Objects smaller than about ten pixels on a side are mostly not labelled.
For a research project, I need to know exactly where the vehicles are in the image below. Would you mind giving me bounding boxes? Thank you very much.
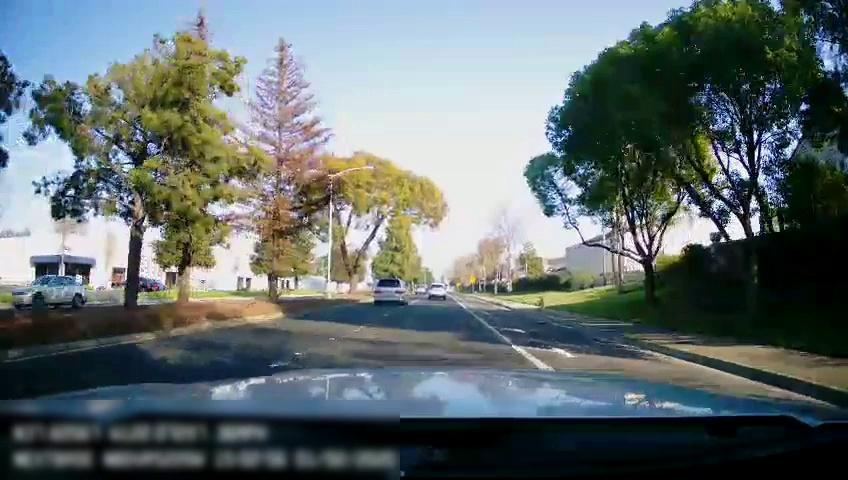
[415,285,427,296]
[373,278,410,306]
[427,282,448,300]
